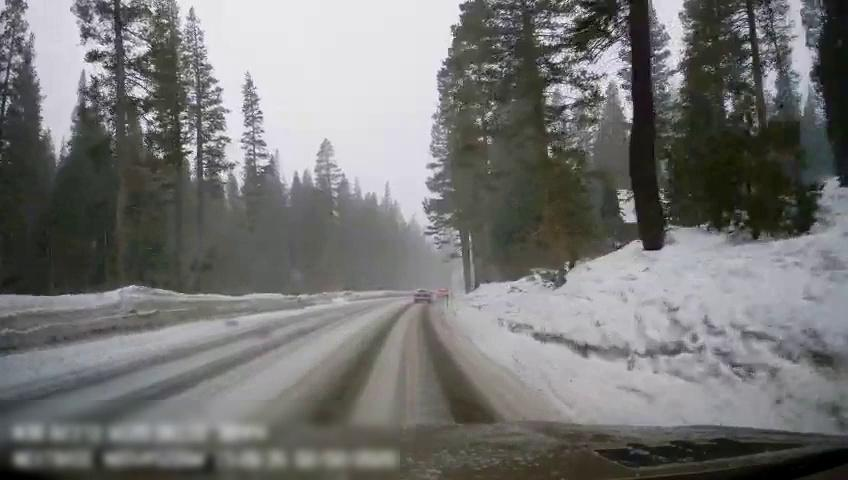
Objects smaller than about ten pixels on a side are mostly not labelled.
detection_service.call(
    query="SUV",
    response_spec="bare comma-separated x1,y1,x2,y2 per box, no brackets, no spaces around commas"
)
413,288,433,304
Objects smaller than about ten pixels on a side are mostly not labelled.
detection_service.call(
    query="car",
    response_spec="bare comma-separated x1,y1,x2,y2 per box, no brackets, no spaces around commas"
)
437,287,450,297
